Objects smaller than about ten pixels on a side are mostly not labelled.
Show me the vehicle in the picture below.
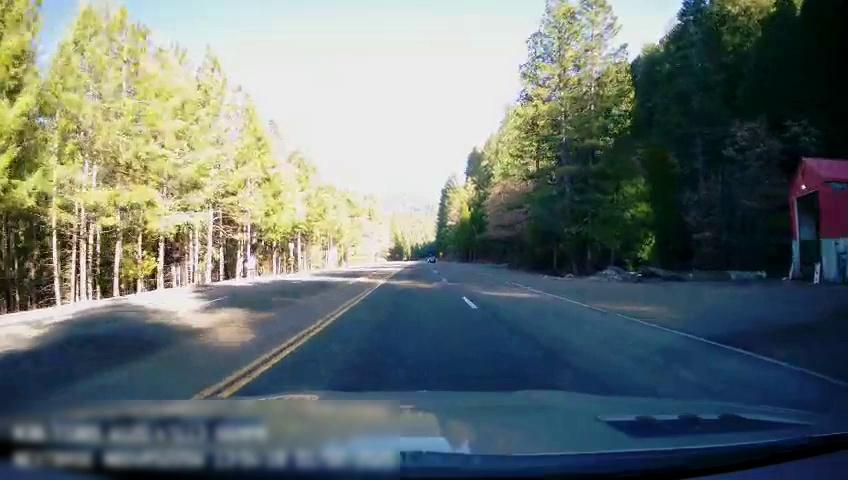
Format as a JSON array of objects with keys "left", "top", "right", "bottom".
[{"left": 425, "top": 254, "right": 437, "bottom": 264}]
